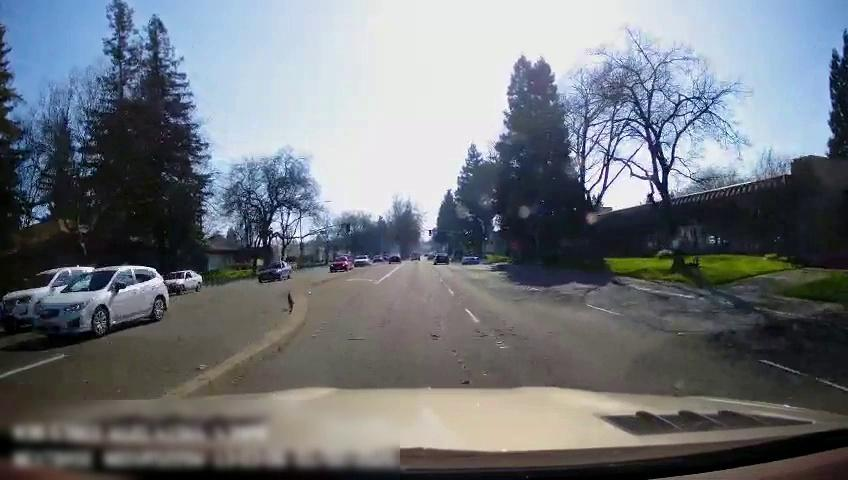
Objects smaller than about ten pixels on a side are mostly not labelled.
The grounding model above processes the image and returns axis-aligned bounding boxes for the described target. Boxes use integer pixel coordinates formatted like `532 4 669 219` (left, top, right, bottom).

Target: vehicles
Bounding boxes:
373 253 386 263
460 256 474 266
353 255 369 267
433 253 450 267
387 255 401 265
329 255 354 274
0 264 97 328
257 262 293 282
163 269 204 295
29 266 170 339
